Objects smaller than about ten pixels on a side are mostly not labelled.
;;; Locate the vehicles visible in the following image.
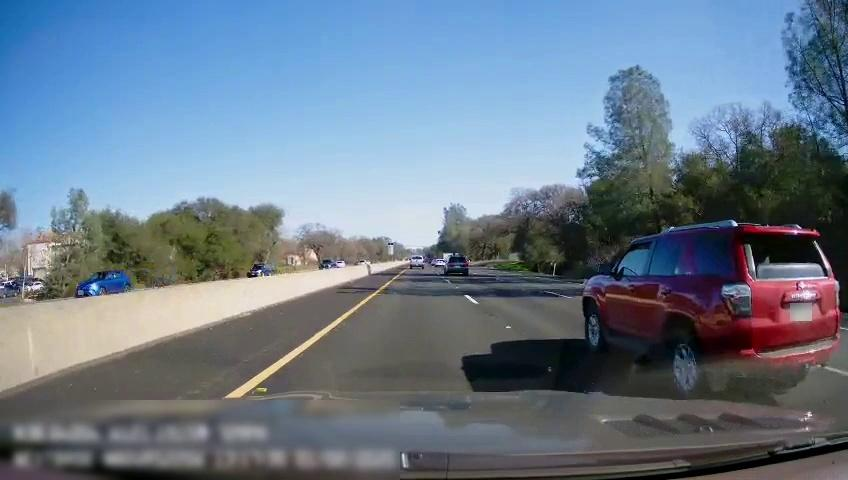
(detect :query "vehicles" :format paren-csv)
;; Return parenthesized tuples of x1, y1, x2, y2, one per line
(247, 263, 273, 279)
(74, 270, 132, 299)
(409, 256, 424, 270)
(443, 257, 469, 276)
(581, 219, 840, 400)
